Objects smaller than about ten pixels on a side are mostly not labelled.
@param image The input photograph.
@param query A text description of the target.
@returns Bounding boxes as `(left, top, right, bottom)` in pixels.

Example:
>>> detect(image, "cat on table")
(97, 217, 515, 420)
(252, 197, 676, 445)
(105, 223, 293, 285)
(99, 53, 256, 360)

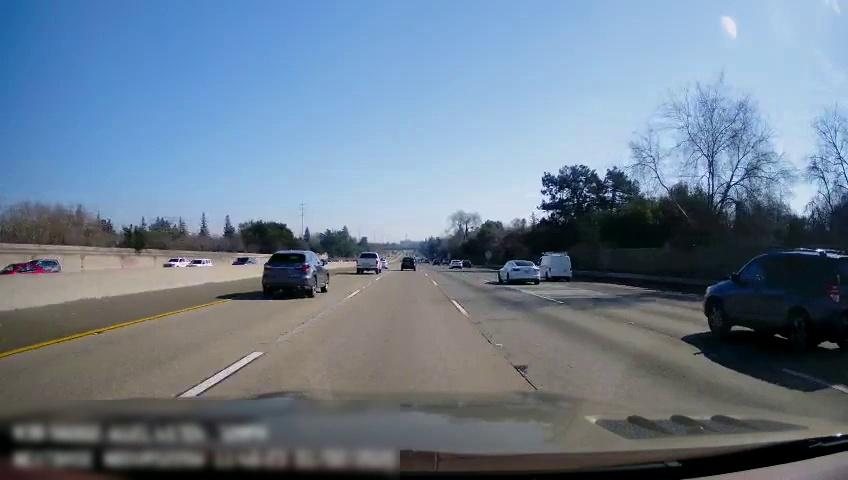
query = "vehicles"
(0, 261, 47, 275)
(231, 256, 257, 266)
(536, 251, 573, 282)
(28, 258, 61, 274)
(377, 257, 388, 269)
(449, 259, 463, 270)
(400, 256, 417, 272)
(356, 251, 384, 275)
(701, 249, 848, 353)
(261, 250, 330, 298)
(186, 258, 213, 268)
(162, 256, 191, 269)
(497, 259, 541, 286)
